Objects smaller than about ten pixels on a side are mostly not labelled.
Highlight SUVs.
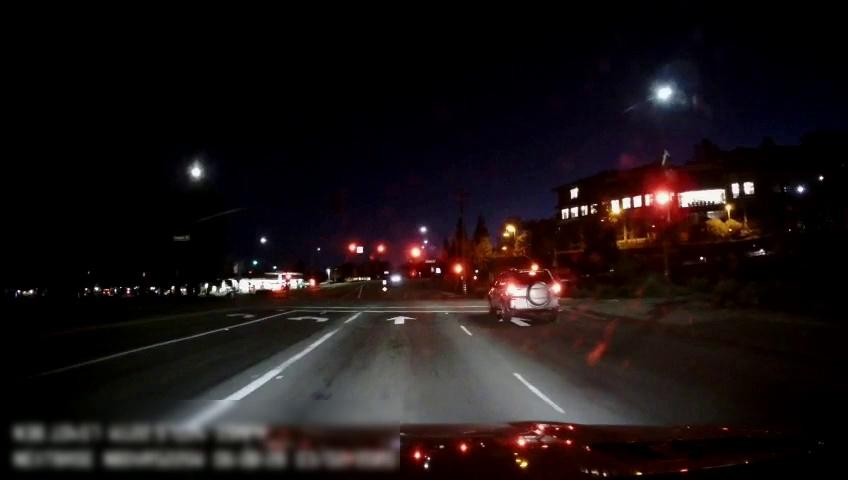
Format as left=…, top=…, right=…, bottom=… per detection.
left=487, top=268, right=560, bottom=323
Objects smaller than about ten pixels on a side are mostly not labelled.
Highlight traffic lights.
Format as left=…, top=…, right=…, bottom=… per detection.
left=658, top=189, right=669, bottom=212
left=349, top=243, right=357, bottom=258
left=412, top=246, right=420, bottom=262
left=377, top=245, right=385, bottom=260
